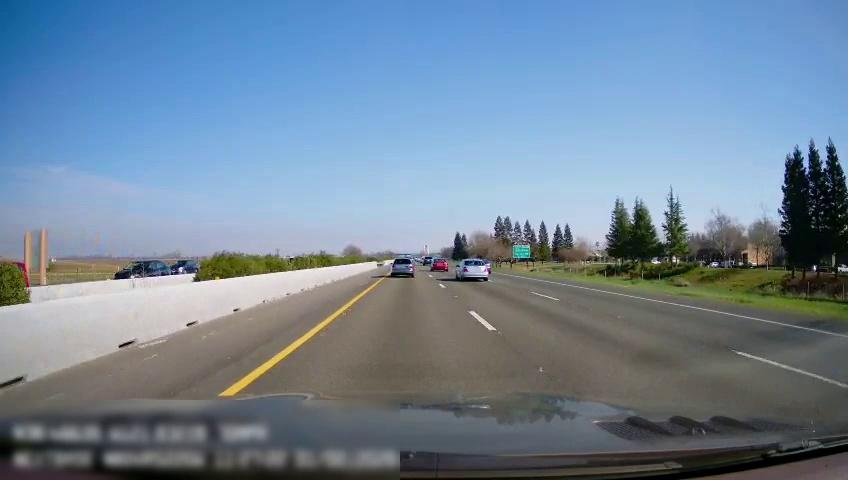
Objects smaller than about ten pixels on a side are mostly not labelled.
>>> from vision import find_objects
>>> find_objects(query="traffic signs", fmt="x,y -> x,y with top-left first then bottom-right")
512,244 -> 532,259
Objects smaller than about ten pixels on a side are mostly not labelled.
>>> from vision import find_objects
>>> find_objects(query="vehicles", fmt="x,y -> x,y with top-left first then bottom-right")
455,259 -> 489,282
430,256 -> 451,271
169,259 -> 201,276
422,255 -> 433,265
389,256 -> 416,279
0,261 -> 31,289
114,260 -> 173,281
